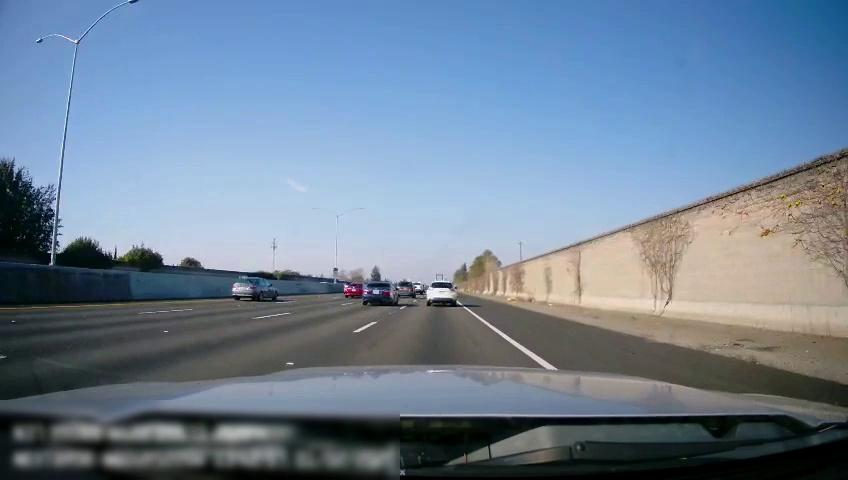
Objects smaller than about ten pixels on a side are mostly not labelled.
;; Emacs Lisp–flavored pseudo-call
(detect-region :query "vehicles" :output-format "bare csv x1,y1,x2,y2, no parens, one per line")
232,277,279,302
344,283,368,299
412,282,423,295
362,282,400,306
395,281,417,299
426,280,458,307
